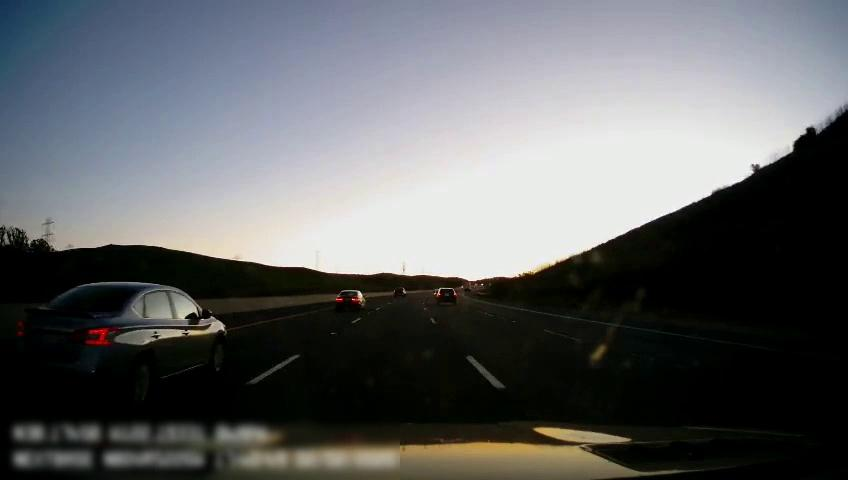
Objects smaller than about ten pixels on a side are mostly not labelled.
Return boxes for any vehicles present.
[16,281,228,411]
[335,290,366,311]
[393,287,406,298]
[436,288,456,304]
